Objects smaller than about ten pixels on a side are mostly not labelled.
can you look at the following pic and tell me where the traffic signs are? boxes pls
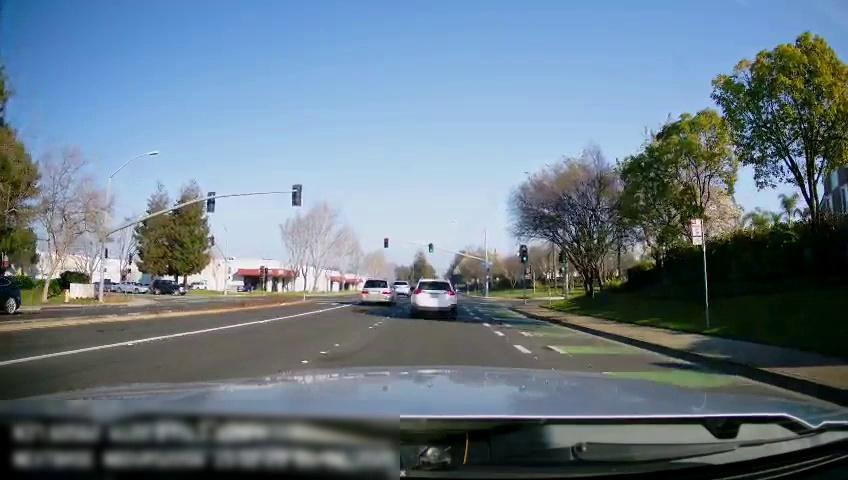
[691,218,703,237]
[692,236,703,246]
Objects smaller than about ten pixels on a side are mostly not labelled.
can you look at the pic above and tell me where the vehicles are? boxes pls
[188,281,207,290]
[150,278,188,296]
[0,274,22,315]
[111,280,151,294]
[391,280,411,298]
[93,279,120,293]
[409,278,460,321]
[360,278,398,308]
